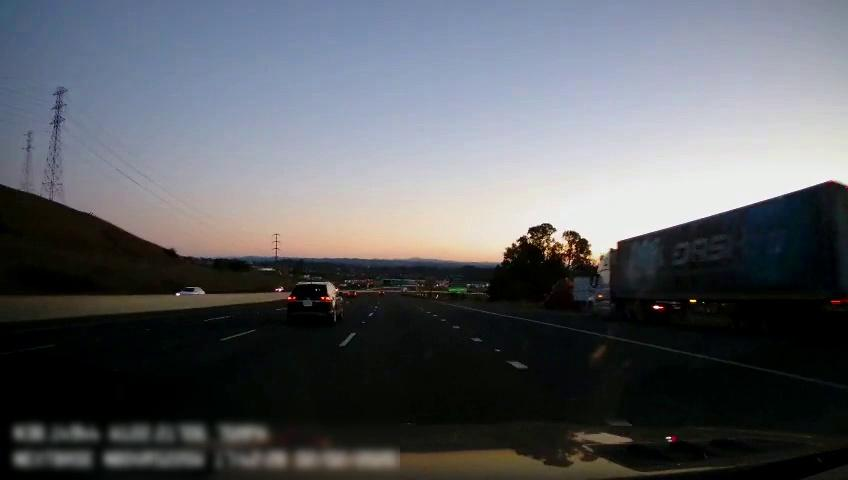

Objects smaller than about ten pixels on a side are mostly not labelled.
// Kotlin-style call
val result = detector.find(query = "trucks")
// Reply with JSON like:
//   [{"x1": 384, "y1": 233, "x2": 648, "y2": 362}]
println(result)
[
  {"x1": 543, "y1": 275, "x2": 588, "y2": 310},
  {"x1": 586, "y1": 180, "x2": 848, "y2": 338}
]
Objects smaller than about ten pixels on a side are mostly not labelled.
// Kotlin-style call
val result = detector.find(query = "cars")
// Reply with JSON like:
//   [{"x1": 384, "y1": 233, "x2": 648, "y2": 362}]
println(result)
[{"x1": 176, "y1": 287, "x2": 206, "y2": 296}]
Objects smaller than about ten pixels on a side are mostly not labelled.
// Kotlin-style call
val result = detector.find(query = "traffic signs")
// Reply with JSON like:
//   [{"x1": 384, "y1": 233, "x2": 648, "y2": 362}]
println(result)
[{"x1": 448, "y1": 274, "x2": 467, "y2": 293}]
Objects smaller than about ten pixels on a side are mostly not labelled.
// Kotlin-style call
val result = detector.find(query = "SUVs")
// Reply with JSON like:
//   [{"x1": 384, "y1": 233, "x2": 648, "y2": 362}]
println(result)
[{"x1": 288, "y1": 281, "x2": 345, "y2": 325}]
